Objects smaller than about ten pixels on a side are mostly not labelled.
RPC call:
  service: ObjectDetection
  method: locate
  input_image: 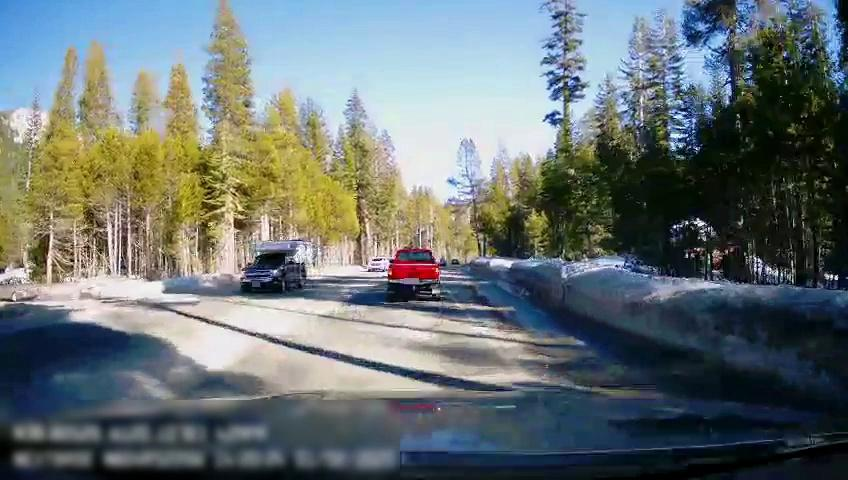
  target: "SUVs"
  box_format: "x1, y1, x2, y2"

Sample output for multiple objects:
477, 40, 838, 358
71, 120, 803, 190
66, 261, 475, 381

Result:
239, 238, 314, 295
367, 256, 390, 274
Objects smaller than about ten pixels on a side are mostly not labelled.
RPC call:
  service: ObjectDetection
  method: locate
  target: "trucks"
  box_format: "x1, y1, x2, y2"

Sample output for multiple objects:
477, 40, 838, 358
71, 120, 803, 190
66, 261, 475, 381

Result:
385, 247, 442, 303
